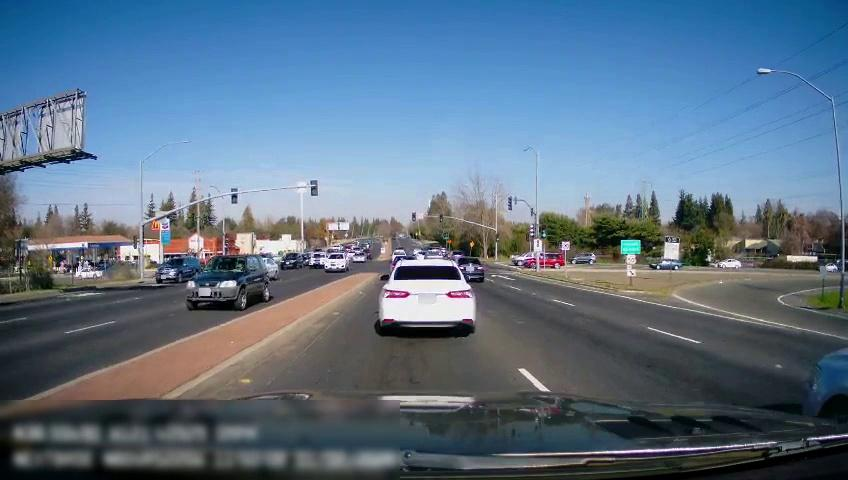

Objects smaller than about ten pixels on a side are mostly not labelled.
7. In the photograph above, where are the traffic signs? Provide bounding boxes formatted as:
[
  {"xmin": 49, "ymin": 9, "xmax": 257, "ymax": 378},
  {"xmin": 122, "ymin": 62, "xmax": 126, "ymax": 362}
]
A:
[{"xmin": 621, "ymin": 241, "xmax": 642, "ymax": 255}]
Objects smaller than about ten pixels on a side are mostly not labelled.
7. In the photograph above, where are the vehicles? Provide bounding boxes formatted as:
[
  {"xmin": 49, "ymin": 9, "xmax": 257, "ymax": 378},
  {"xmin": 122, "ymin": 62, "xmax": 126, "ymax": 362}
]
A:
[
  {"xmin": 183, "ymin": 254, "xmax": 272, "ymax": 311},
  {"xmin": 567, "ymin": 253, "xmax": 596, "ymax": 265},
  {"xmin": 352, "ymin": 251, "xmax": 368, "ymax": 264},
  {"xmin": 262, "ymin": 257, "xmax": 280, "ymax": 280},
  {"xmin": 278, "ymin": 252, "xmax": 305, "ymax": 272},
  {"xmin": 425, "ymin": 249, "xmax": 444, "ymax": 260},
  {"xmin": 523, "ymin": 252, "xmax": 565, "ymax": 270},
  {"xmin": 376, "ymin": 258, "xmax": 476, "ymax": 337},
  {"xmin": 511, "ymin": 249, "xmax": 544, "ymax": 266},
  {"xmin": 308, "ymin": 253, "xmax": 328, "ymax": 268},
  {"xmin": 391, "ymin": 249, "xmax": 408, "ymax": 261},
  {"xmin": 75, "ymin": 268, "xmax": 103, "ymax": 280},
  {"xmin": 453, "ymin": 257, "xmax": 485, "ymax": 284},
  {"xmin": 324, "ymin": 253, "xmax": 350, "ymax": 273},
  {"xmin": 718, "ymin": 259, "xmax": 741, "ymax": 269},
  {"xmin": 649, "ymin": 259, "xmax": 681, "ymax": 270},
  {"xmin": 154, "ymin": 257, "xmax": 201, "ymax": 285},
  {"xmin": 811, "ymin": 349, "xmax": 848, "ymax": 416}
]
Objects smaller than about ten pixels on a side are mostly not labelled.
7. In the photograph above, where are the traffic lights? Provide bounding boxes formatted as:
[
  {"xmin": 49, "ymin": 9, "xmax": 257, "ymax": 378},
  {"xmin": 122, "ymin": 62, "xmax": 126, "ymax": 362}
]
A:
[
  {"xmin": 529, "ymin": 224, "xmax": 535, "ymax": 237},
  {"xmin": 310, "ymin": 179, "xmax": 318, "ymax": 197},
  {"xmin": 508, "ymin": 196, "xmax": 515, "ymax": 211},
  {"xmin": 231, "ymin": 188, "xmax": 240, "ymax": 204}
]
